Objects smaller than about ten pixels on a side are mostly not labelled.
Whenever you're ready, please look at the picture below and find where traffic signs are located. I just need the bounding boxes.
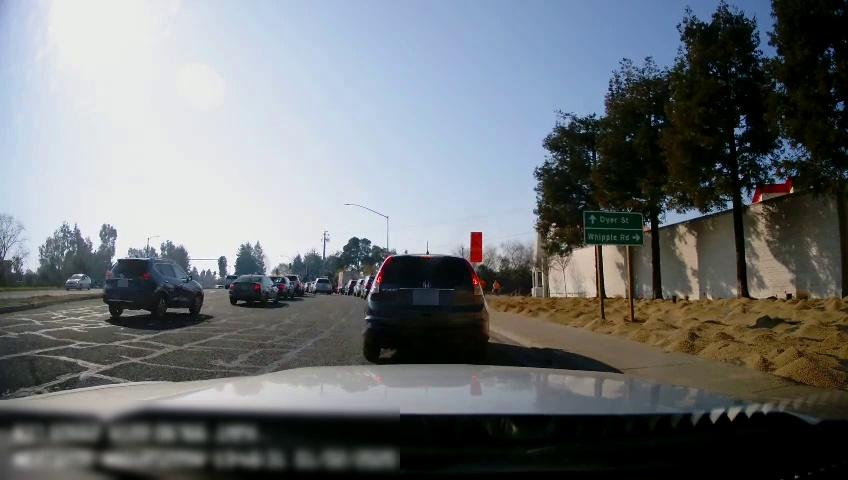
[583,211,645,247]
[469,231,483,263]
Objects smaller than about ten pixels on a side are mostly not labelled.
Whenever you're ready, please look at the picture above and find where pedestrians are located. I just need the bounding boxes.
[493,278,501,296]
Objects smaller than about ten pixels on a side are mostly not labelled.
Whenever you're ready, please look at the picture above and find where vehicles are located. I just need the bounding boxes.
[359,277,376,300]
[343,280,357,297]
[287,276,304,298]
[101,257,204,324]
[362,254,492,364]
[353,279,364,297]
[268,276,296,301]
[65,274,92,291]
[229,274,281,308]
[312,278,333,295]
[336,271,358,296]
[224,275,238,290]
